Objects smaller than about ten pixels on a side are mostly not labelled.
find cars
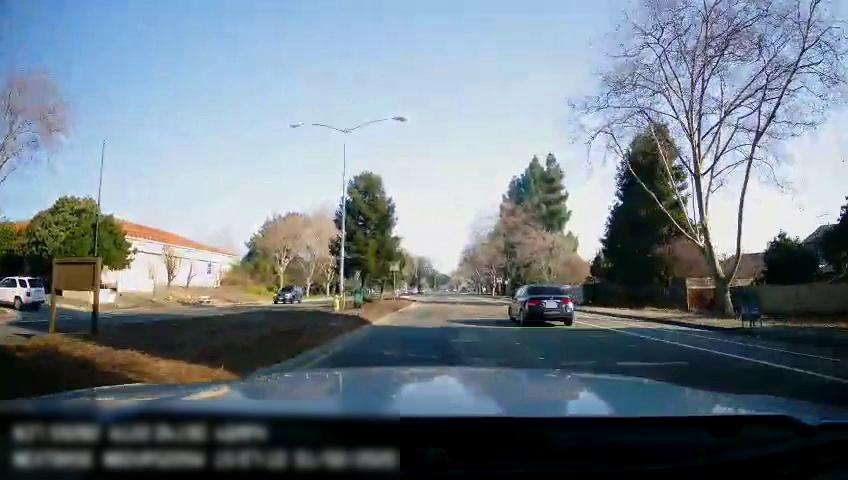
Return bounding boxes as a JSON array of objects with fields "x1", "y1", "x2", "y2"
[{"x1": 507, "y1": 284, "x2": 575, "y2": 328}]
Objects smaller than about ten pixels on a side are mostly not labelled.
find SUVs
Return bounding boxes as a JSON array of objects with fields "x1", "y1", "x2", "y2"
[
  {"x1": 271, "y1": 283, "x2": 305, "y2": 305},
  {"x1": 0, "y1": 276, "x2": 46, "y2": 311}
]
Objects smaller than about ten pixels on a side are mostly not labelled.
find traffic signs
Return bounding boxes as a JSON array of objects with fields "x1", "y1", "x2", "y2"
[{"x1": 389, "y1": 261, "x2": 400, "y2": 271}]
